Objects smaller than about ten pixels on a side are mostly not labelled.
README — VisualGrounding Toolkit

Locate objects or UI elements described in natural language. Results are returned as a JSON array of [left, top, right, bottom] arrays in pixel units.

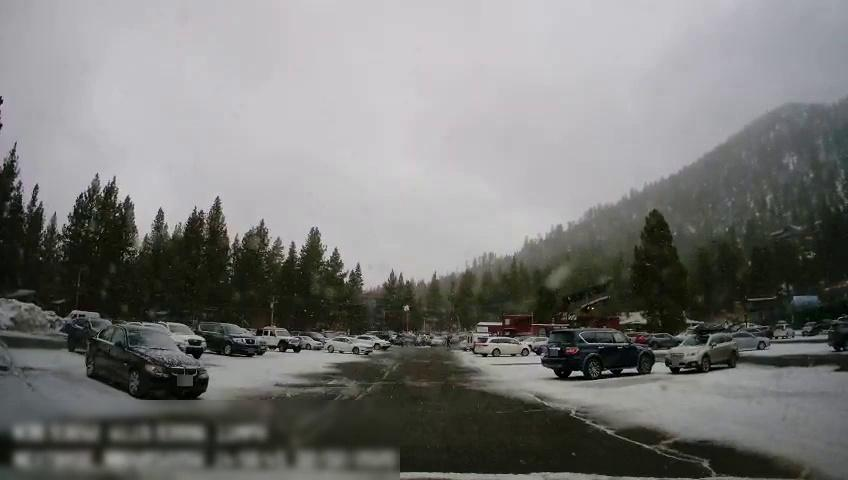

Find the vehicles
[[801, 321, 819, 336], [473, 336, 532, 358], [827, 315, 848, 352], [324, 336, 374, 355], [772, 324, 794, 340], [299, 331, 327, 342], [251, 327, 302, 353], [540, 327, 655, 381], [239, 327, 268, 357], [160, 322, 207, 359], [85, 323, 210, 398], [193, 320, 256, 357], [297, 335, 322, 352], [635, 332, 679, 351], [732, 330, 770, 351], [64, 310, 101, 331], [355, 334, 391, 351], [665, 331, 738, 375], [522, 337, 548, 356], [66, 316, 113, 353]]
